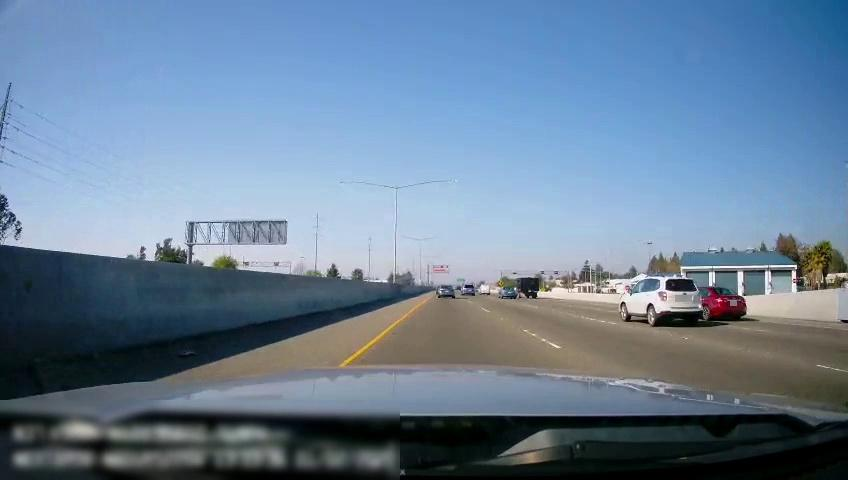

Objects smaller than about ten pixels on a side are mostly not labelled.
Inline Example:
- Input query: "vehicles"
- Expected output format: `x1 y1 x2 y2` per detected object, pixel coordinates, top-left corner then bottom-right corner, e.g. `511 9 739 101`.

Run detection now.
437 284 456 299
618 276 704 327
516 277 539 299
697 285 748 320
479 284 490 295
461 284 476 296
498 286 518 299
